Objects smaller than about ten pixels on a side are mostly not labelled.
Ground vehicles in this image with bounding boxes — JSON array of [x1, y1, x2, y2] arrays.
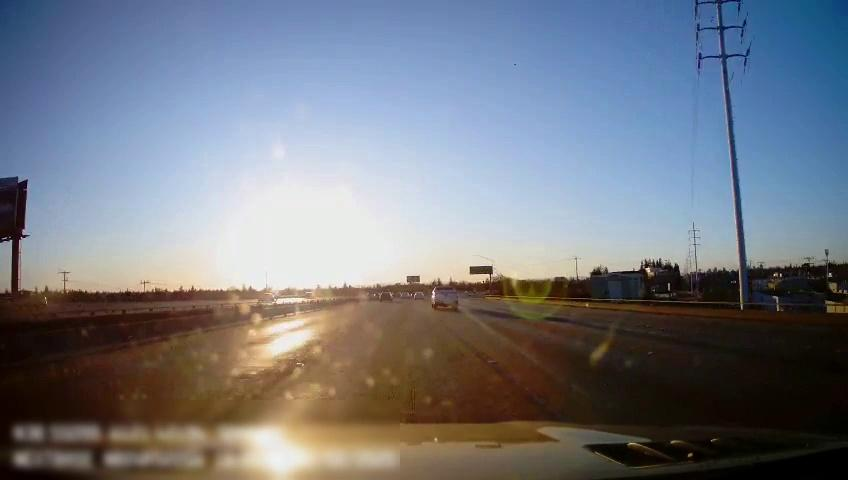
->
[[432, 286, 461, 312], [413, 291, 425, 300], [257, 292, 275, 303], [399, 291, 411, 299], [377, 291, 393, 304], [1, 290, 48, 309]]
